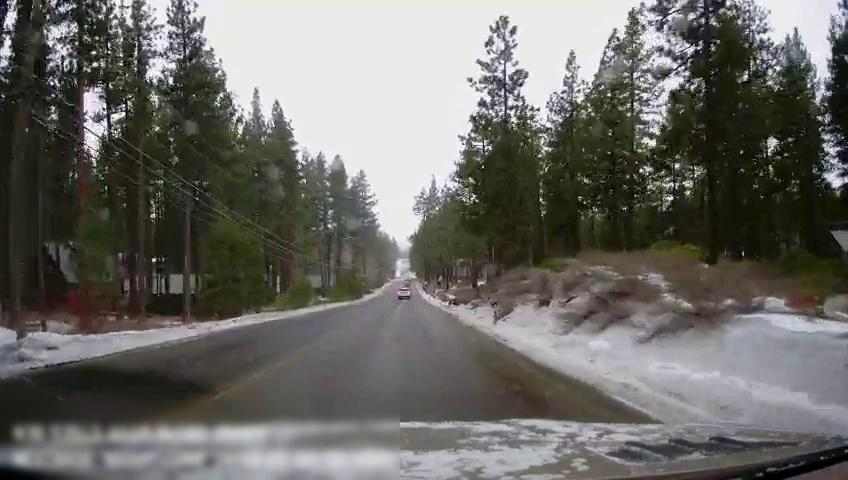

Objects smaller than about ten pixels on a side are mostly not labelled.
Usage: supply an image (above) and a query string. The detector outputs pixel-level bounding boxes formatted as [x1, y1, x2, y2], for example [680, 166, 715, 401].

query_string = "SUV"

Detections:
[395, 288, 412, 303]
